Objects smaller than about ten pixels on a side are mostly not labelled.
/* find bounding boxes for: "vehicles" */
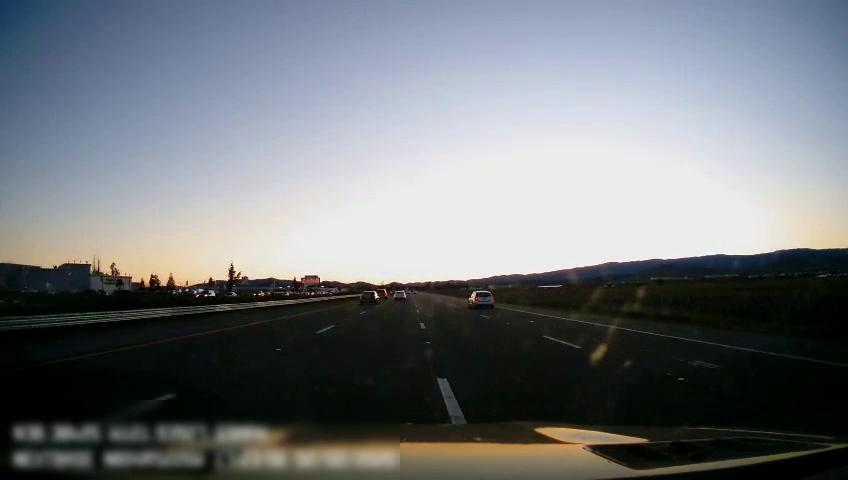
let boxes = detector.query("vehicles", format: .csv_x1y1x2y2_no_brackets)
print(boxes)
195,289,215,299
468,291,495,311
393,290,407,302
224,292,237,299
375,289,388,300
253,291,265,298
359,291,380,306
